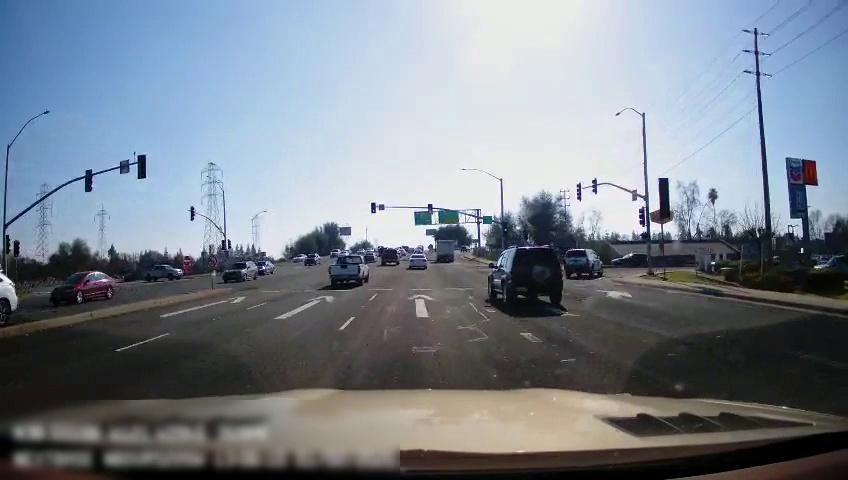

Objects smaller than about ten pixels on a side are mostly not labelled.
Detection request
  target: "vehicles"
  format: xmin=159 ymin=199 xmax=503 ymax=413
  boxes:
xmin=50 ymin=271 xmax=113 ymax=305
xmin=610 ymin=252 xmax=647 ymax=268
xmin=380 ymin=248 xmax=401 ymax=268
xmin=407 ymin=253 xmax=427 ymax=269
xmin=0 ymin=270 xmax=19 ymax=321
xmin=436 ymin=239 xmax=455 ymax=262
xmin=256 ymin=260 xmax=274 ymax=276
xmin=222 ymin=261 xmax=257 ymax=283
xmin=303 ymin=253 xmax=321 ymax=266
xmin=486 ymin=246 xmax=563 ymax=310
xmin=292 ymin=253 xmax=306 ymax=263
xmin=364 ymin=252 xmax=378 ymax=263
xmin=144 ymin=264 xmax=183 ymax=281
xmin=329 ymin=254 xmax=370 ymax=287
xmin=564 ymin=247 xmax=605 ymax=279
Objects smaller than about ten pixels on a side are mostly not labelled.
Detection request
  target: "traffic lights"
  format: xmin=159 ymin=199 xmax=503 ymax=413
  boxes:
xmin=136 ymin=154 xmax=147 ymax=180
xmin=84 ymin=168 xmax=93 ymax=192
xmin=190 ymin=207 xmax=195 ymax=221
xmin=370 ymin=202 xmax=377 ymax=214
xmin=638 ymin=206 xmax=646 ymax=227
xmin=13 ymin=240 xmax=21 ymax=257
xmin=576 ymin=182 xmax=582 ymax=202
xmin=591 ymin=178 xmax=598 ymax=194
xmin=5 ymin=234 xmax=11 ymax=255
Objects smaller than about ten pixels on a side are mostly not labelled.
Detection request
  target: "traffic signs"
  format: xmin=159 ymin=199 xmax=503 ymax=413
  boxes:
xmin=437 ymin=210 xmax=460 ymax=225
xmin=413 ymin=211 xmax=433 ymax=226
